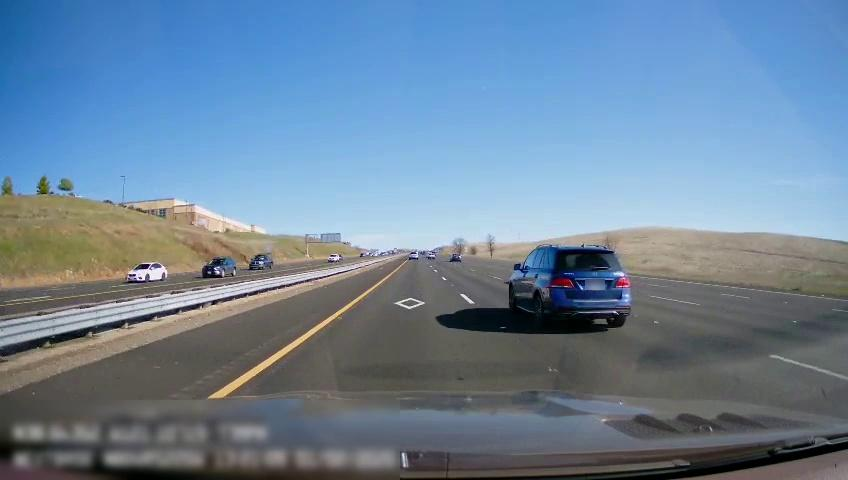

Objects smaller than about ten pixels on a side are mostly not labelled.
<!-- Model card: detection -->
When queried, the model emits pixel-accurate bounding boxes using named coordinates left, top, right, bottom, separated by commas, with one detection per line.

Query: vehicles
left=202, top=257, right=239, bottom=278
left=328, top=253, right=339, bottom=263
left=408, top=251, right=419, bottom=261
left=449, top=253, right=463, bottom=263
left=127, top=262, right=167, bottom=282
left=508, top=245, right=632, bottom=328
left=248, top=255, right=273, bottom=270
